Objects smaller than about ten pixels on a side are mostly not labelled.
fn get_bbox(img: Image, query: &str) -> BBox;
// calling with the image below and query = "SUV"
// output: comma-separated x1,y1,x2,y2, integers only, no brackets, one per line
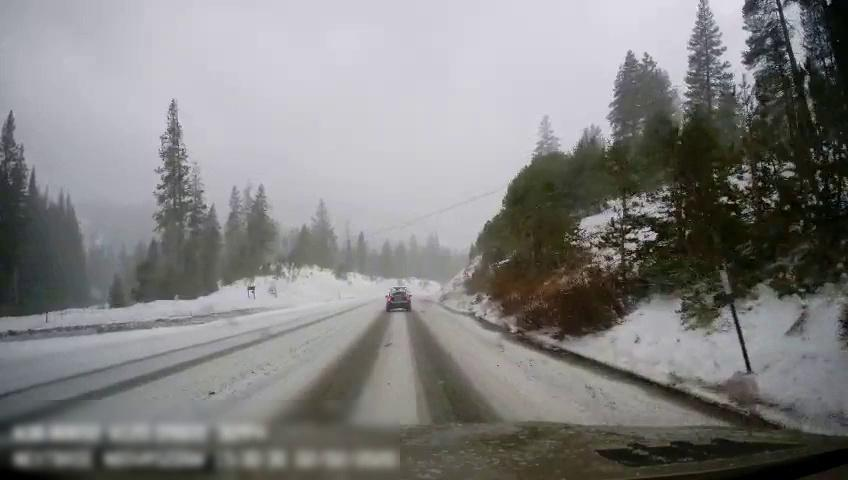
385,287,413,313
